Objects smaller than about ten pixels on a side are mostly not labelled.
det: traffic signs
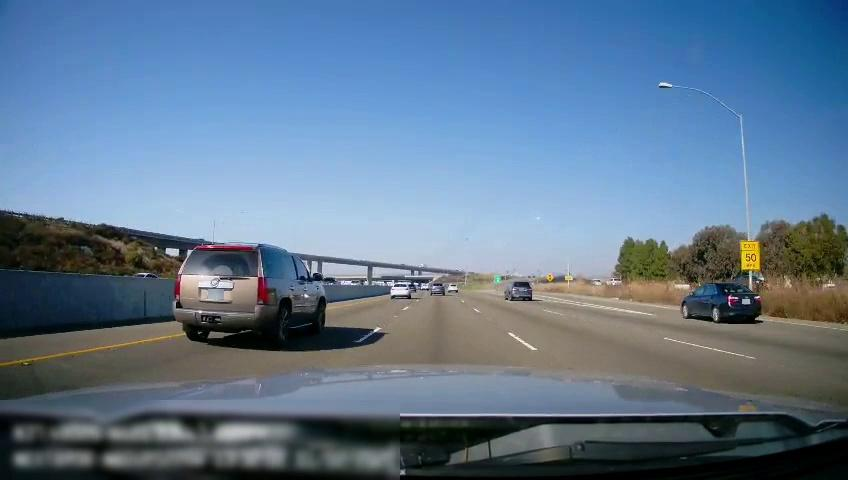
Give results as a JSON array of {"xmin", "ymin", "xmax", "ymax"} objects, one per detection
[{"xmin": 739, "ymin": 239, "xmax": 760, "ymax": 271}]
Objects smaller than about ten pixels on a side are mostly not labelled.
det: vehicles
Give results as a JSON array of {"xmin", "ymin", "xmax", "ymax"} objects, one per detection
[
  {"xmin": 732, "ymin": 273, "xmax": 767, "ymax": 290},
  {"xmin": 680, "ymin": 282, "xmax": 762, "ymax": 324},
  {"xmin": 406, "ymin": 283, "xmax": 417, "ymax": 293},
  {"xmin": 503, "ymin": 281, "xmax": 533, "ymax": 302},
  {"xmin": 429, "ymin": 282, "xmax": 446, "ymax": 297},
  {"xmin": 129, "ymin": 272, "xmax": 160, "ymax": 279},
  {"xmin": 591, "ymin": 278, "xmax": 602, "ymax": 287},
  {"xmin": 170, "ymin": 241, "xmax": 327, "ymax": 349},
  {"xmin": 605, "ymin": 277, "xmax": 623, "ymax": 288},
  {"xmin": 447, "ymin": 283, "xmax": 459, "ymax": 293},
  {"xmin": 420, "ymin": 282, "xmax": 430, "ymax": 292},
  {"xmin": 390, "ymin": 282, "xmax": 412, "ymax": 300}
]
